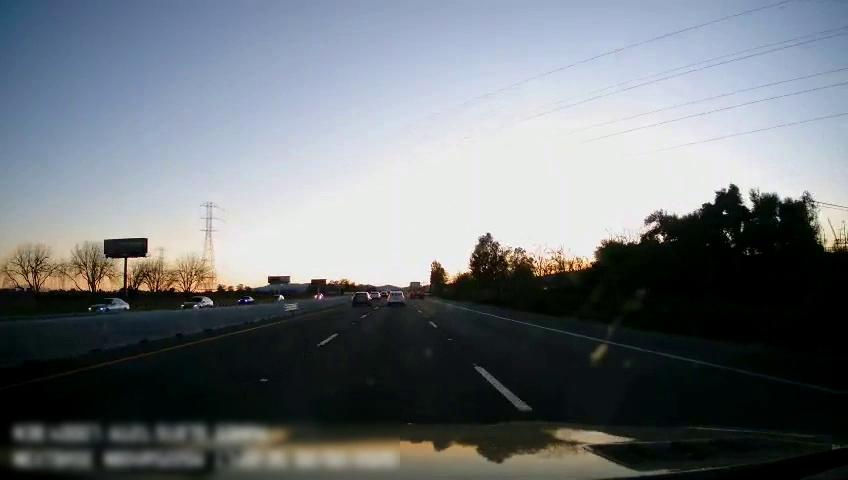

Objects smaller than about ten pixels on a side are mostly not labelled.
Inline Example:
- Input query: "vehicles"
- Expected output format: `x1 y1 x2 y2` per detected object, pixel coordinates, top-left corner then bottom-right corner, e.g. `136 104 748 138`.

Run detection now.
238 296 254 304
409 281 427 300
272 294 286 302
371 291 381 300
351 291 373 307
88 297 130 314
180 295 213 311
386 290 406 307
